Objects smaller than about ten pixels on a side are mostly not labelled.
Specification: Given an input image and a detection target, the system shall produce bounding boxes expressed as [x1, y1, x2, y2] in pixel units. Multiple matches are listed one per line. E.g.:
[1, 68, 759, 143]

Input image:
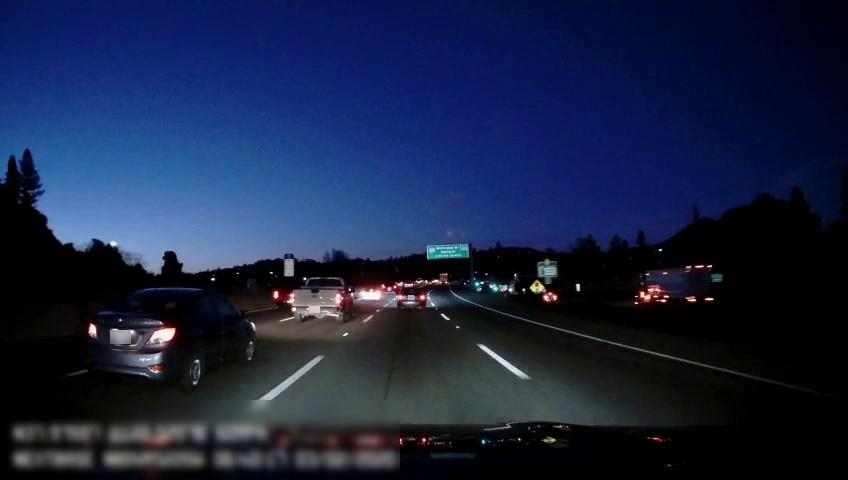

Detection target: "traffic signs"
[537, 258, 558, 278]
[427, 243, 469, 259]
[530, 279, 545, 295]
[284, 253, 295, 277]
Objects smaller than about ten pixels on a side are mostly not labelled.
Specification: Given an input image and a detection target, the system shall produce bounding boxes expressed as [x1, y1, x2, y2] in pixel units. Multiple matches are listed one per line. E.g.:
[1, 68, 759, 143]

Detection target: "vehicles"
[397, 287, 426, 311]
[384, 282, 400, 294]
[87, 287, 257, 392]
[542, 292, 557, 302]
[273, 279, 308, 307]
[633, 265, 712, 305]
[361, 285, 383, 300]
[291, 276, 356, 323]
[439, 273, 448, 286]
